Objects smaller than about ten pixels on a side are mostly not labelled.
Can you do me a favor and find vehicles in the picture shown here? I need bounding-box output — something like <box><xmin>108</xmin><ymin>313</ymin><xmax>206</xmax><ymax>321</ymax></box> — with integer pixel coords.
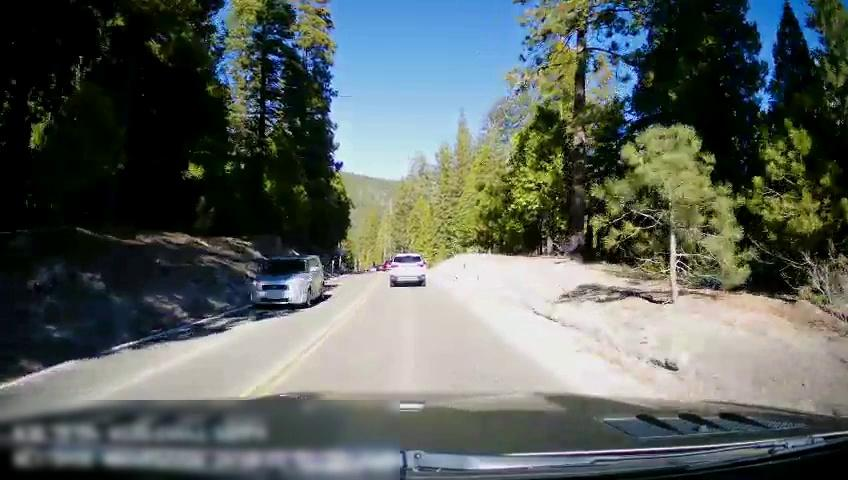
<box><xmin>249</xmin><ymin>254</ymin><xmax>324</xmax><ymax>309</ymax></box>
<box><xmin>382</xmin><ymin>259</ymin><xmax>395</xmax><ymax>272</ymax></box>
<box><xmin>388</xmin><ymin>252</ymin><xmax>428</xmax><ymax>289</ymax></box>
